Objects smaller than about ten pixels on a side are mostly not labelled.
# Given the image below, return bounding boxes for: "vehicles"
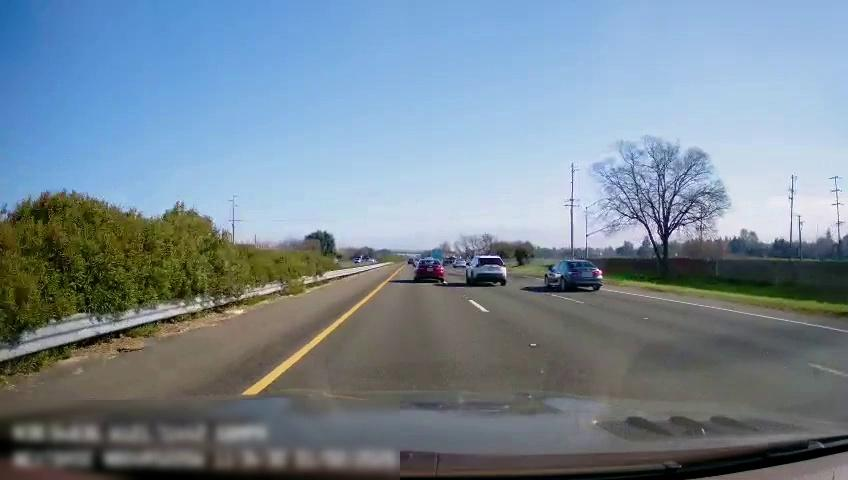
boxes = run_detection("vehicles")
[451,258,467,268]
[412,258,446,284]
[353,257,362,264]
[431,249,443,261]
[466,255,507,286]
[442,258,454,267]
[545,258,604,292]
